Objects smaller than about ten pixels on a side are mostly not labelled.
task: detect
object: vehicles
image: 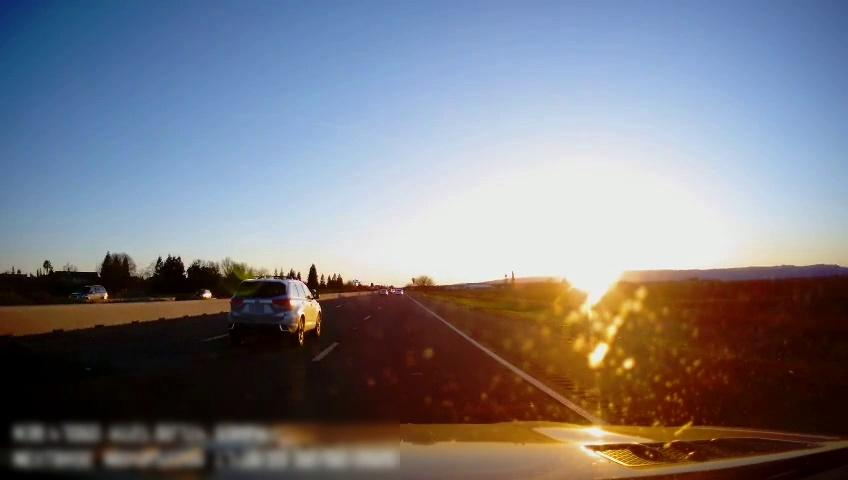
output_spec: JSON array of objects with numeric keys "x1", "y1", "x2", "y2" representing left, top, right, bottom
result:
[
  {"x1": 66, "y1": 284, "x2": 109, "y2": 305},
  {"x1": 229, "y1": 274, "x2": 323, "y2": 351},
  {"x1": 193, "y1": 288, "x2": 213, "y2": 300}
]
